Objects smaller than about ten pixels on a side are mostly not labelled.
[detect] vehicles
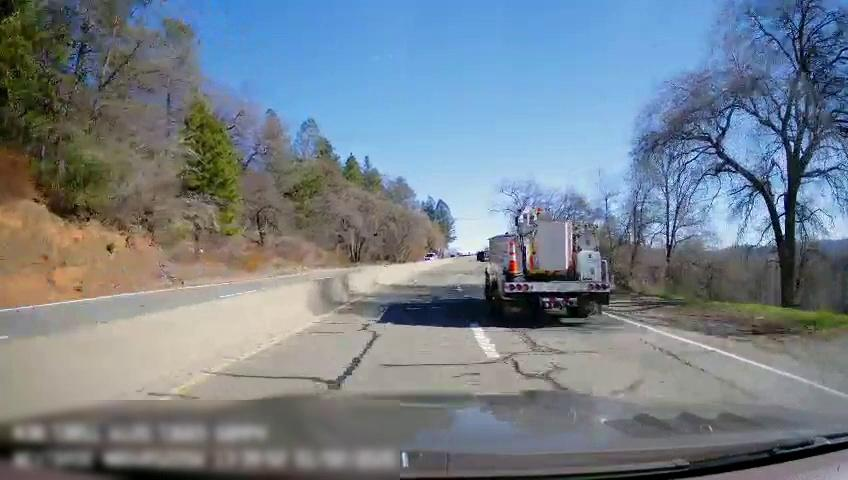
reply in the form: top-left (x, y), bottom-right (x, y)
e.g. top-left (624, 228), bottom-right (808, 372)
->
top-left (423, 252), bottom-right (439, 262)
top-left (475, 204), bottom-right (611, 319)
